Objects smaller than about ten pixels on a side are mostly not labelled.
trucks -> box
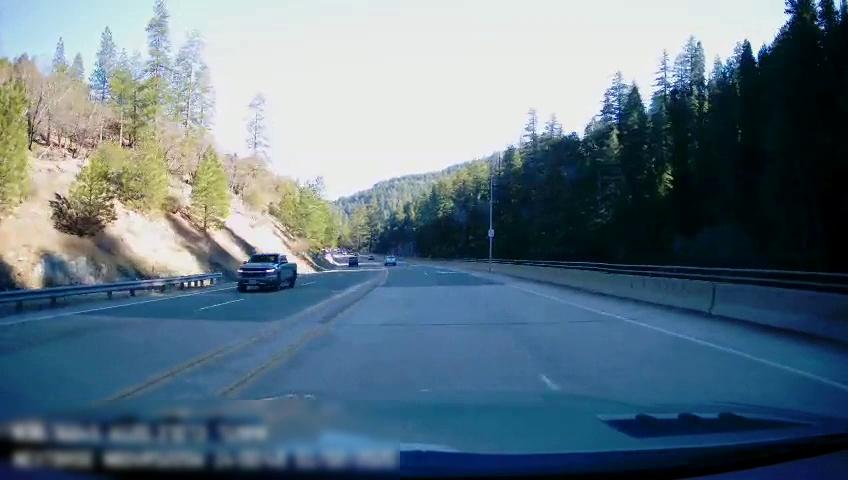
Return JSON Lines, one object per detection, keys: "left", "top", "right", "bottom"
{"left": 383, "top": 253, "right": 397, "bottom": 266}
{"left": 235, "top": 253, "right": 298, "bottom": 293}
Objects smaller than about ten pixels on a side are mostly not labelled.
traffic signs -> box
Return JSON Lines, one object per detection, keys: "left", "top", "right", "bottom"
{"left": 488, "top": 228, "right": 495, "bottom": 239}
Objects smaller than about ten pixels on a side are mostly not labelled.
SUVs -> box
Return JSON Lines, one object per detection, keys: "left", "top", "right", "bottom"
{"left": 348, "top": 256, "right": 359, "bottom": 267}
